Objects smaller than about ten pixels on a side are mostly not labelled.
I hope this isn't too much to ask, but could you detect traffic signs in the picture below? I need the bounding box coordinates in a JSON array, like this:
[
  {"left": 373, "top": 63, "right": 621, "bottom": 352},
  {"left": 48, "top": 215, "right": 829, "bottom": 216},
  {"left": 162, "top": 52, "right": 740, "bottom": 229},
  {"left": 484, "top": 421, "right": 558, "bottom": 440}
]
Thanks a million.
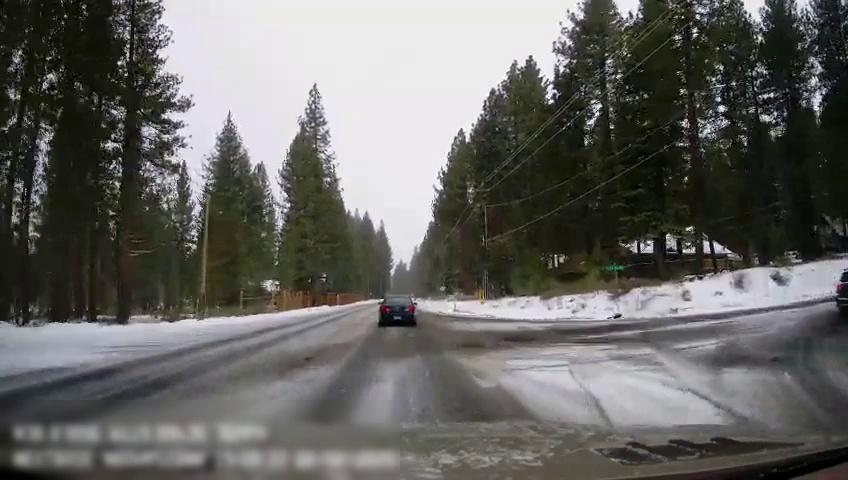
[{"left": 606, "top": 265, "right": 624, "bottom": 271}]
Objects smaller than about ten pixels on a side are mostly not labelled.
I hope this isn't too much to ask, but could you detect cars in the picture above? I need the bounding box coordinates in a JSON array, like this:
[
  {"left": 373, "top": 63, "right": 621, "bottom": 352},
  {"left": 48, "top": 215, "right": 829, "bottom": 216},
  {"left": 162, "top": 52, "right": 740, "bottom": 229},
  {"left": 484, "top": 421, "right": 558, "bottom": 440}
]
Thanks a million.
[
  {"left": 836, "top": 270, "right": 848, "bottom": 317},
  {"left": 378, "top": 294, "right": 418, "bottom": 328}
]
